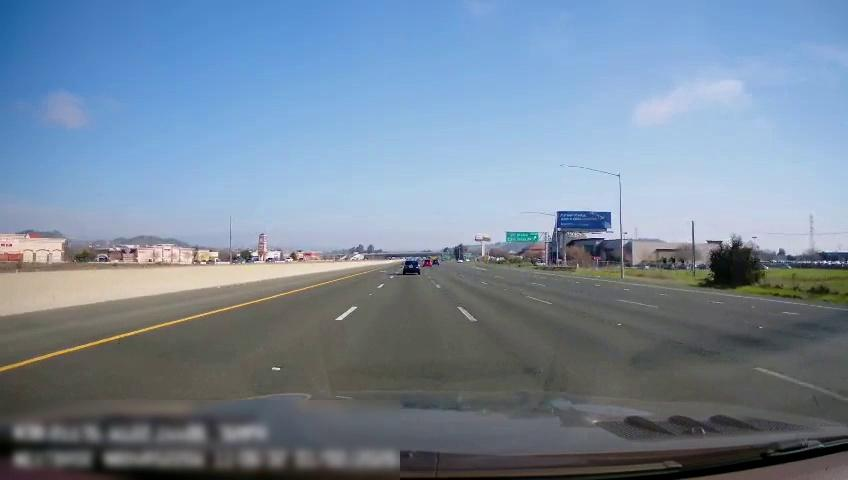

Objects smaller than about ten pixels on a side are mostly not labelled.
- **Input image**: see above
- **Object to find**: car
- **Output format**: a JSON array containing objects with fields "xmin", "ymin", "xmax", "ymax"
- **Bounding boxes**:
[{"xmin": 402, "ymin": 261, "xmax": 420, "ymax": 275}]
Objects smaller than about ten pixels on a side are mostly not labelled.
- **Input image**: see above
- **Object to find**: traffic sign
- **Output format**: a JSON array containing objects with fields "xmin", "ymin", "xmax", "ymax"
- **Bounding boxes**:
[{"xmin": 504, "ymin": 231, "xmax": 543, "ymax": 244}]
